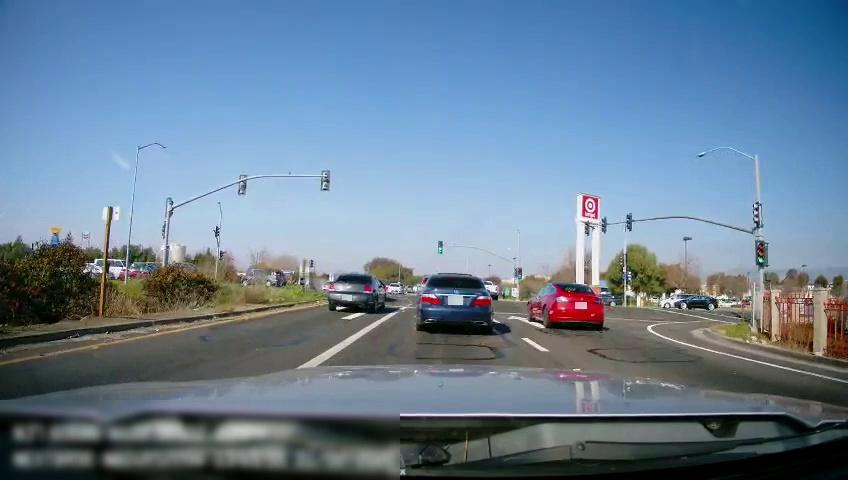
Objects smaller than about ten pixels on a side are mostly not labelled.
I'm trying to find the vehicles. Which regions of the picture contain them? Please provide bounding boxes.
[526,281,606,329]
[375,279,388,299]
[118,262,161,282]
[658,292,696,310]
[591,291,618,308]
[242,268,288,288]
[673,292,720,311]
[415,271,495,333]
[385,282,403,295]
[84,262,101,270]
[94,257,138,280]
[326,272,386,314]
[420,275,432,288]
[80,262,115,281]
[481,280,499,301]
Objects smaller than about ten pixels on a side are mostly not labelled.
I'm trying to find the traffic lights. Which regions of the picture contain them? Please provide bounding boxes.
[753,238,767,269]
[618,255,624,266]
[213,224,221,239]
[437,239,444,256]
[600,215,608,235]
[160,222,167,241]
[626,270,634,283]
[623,211,634,233]
[583,218,591,238]
[751,199,764,230]
[319,169,331,192]
[238,174,249,196]
[165,196,174,217]
[516,266,524,281]
[513,266,519,280]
